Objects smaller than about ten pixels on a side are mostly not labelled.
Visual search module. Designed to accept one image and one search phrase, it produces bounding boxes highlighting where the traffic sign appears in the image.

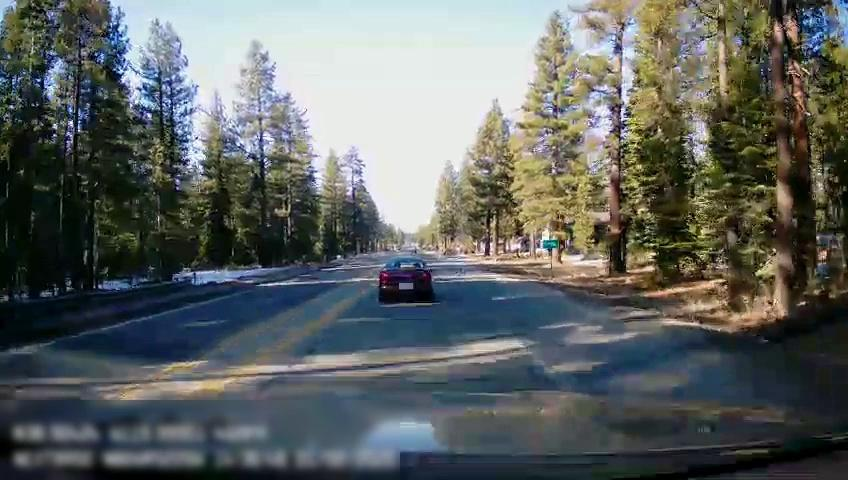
[541,240,560,249]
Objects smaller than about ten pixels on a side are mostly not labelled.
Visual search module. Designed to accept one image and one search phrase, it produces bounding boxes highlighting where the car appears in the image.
[380,256,432,300]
